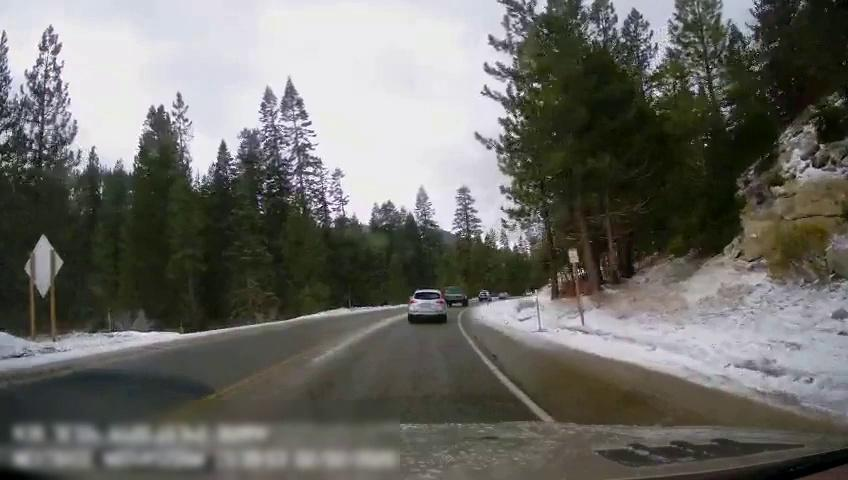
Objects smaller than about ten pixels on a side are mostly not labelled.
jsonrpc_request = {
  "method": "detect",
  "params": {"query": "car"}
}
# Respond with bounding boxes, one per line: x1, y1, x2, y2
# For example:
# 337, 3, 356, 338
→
478, 291, 491, 301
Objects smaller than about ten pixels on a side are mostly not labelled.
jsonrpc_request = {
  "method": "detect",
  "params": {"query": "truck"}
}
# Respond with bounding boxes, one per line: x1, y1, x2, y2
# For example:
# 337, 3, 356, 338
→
444, 286, 468, 306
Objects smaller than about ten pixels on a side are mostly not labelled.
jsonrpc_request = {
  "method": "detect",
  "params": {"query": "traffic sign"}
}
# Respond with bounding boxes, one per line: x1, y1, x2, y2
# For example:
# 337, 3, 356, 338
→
568, 249, 579, 263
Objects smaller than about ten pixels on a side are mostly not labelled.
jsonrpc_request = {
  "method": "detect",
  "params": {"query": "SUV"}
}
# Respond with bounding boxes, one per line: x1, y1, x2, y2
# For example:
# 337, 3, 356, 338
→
408, 289, 447, 322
